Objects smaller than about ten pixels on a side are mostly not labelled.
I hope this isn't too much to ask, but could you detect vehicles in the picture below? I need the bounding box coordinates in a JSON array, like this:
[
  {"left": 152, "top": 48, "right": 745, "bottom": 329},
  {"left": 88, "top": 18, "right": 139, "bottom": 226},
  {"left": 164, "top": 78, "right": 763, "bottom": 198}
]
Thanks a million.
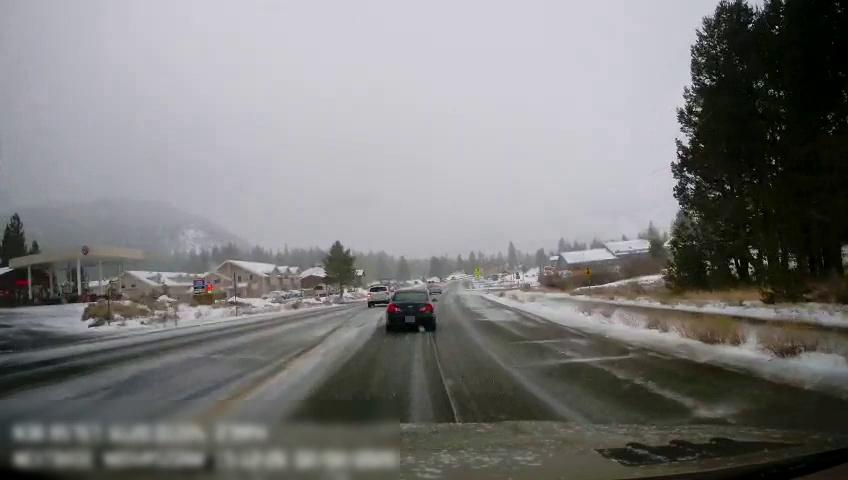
[
  {"left": 346, "top": 285, "right": 358, "bottom": 293},
  {"left": 386, "top": 289, "right": 438, "bottom": 330},
  {"left": 262, "top": 291, "right": 287, "bottom": 300},
  {"left": 278, "top": 291, "right": 291, "bottom": 299},
  {"left": 429, "top": 284, "right": 442, "bottom": 294},
  {"left": 368, "top": 286, "right": 395, "bottom": 307},
  {"left": 314, "top": 286, "right": 330, "bottom": 297}
]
